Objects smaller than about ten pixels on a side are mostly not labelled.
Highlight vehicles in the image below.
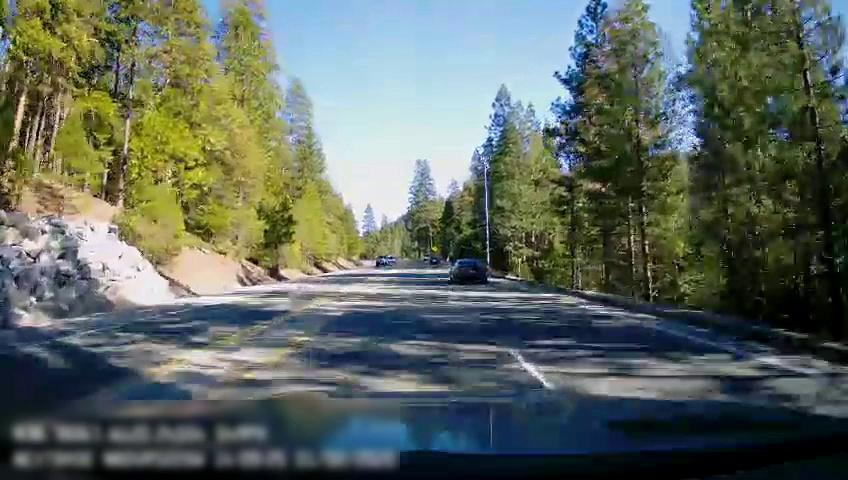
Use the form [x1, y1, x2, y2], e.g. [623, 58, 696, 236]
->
[375, 255, 392, 267]
[451, 259, 486, 285]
